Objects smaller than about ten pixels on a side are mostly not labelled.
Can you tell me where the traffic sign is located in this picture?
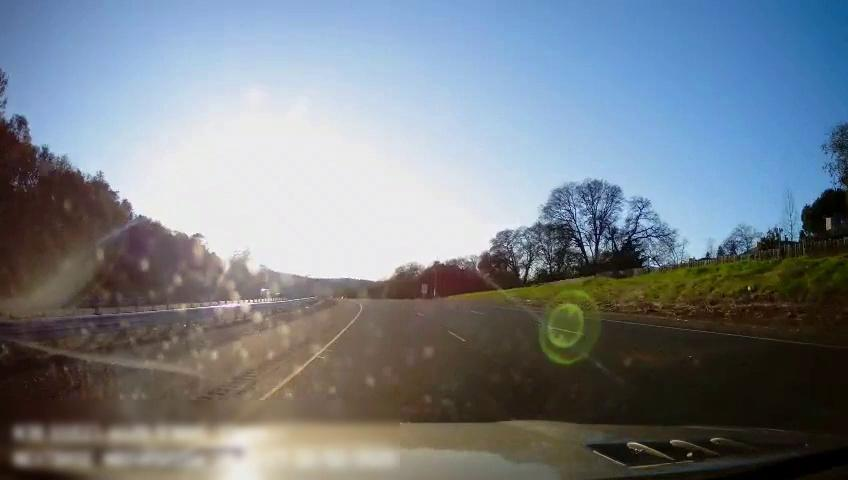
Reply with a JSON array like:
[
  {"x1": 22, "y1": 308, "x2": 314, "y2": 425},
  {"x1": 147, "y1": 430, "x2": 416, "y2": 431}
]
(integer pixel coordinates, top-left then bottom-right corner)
[{"x1": 421, "y1": 283, "x2": 428, "y2": 294}]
